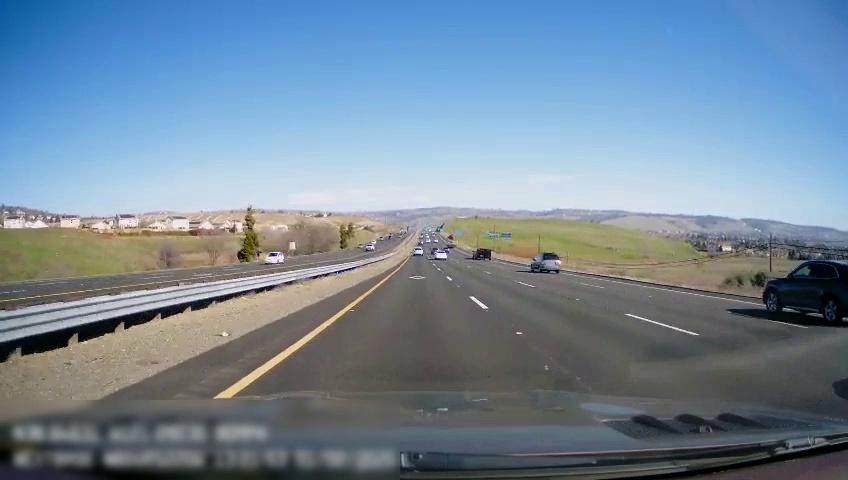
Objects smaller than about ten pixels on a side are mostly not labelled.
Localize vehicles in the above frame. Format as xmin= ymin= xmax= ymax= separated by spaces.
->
xmin=435 ymin=250 xmax=448 ymax=260
xmin=365 ymin=244 xmax=375 ymax=251
xmin=412 ymin=246 xmax=423 ymax=256
xmin=264 ymin=252 xmax=285 ymax=264
xmin=530 ymin=252 xmax=561 ymax=273
xmin=761 ymin=258 xmax=848 ymax=326
xmin=477 ymin=247 xmax=492 ymax=260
